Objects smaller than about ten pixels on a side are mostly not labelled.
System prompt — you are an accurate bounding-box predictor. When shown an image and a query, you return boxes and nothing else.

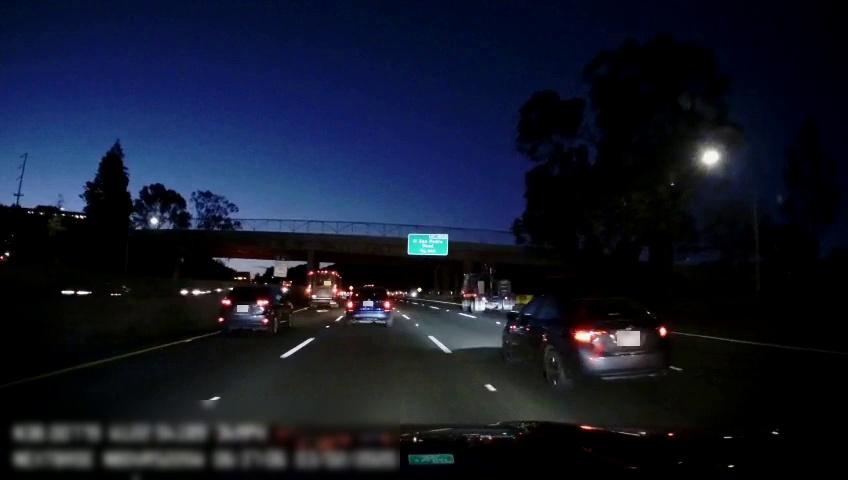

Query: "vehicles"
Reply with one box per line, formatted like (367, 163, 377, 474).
(58, 279, 133, 305)
(501, 295, 673, 393)
(461, 270, 517, 315)
(305, 270, 345, 313)
(178, 284, 212, 298)
(346, 286, 392, 327)
(219, 284, 295, 338)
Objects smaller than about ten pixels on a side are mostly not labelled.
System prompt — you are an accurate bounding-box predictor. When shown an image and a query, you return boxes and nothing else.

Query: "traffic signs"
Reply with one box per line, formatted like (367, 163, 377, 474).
(408, 233, 448, 256)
